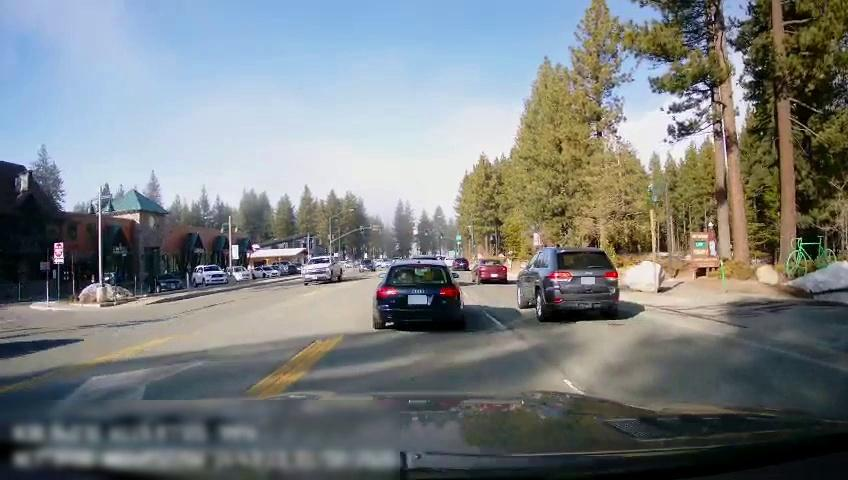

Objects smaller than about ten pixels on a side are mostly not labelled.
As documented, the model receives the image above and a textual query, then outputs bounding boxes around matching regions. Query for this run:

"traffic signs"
[51,241,65,264]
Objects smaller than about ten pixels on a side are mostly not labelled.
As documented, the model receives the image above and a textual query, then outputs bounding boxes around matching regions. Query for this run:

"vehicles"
[251,263,281,279]
[451,256,469,271]
[374,262,462,330]
[150,274,182,293]
[192,265,227,288]
[471,260,508,285]
[514,247,621,322]
[228,266,252,281]
[280,264,298,277]
[302,257,343,285]
[358,258,377,274]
